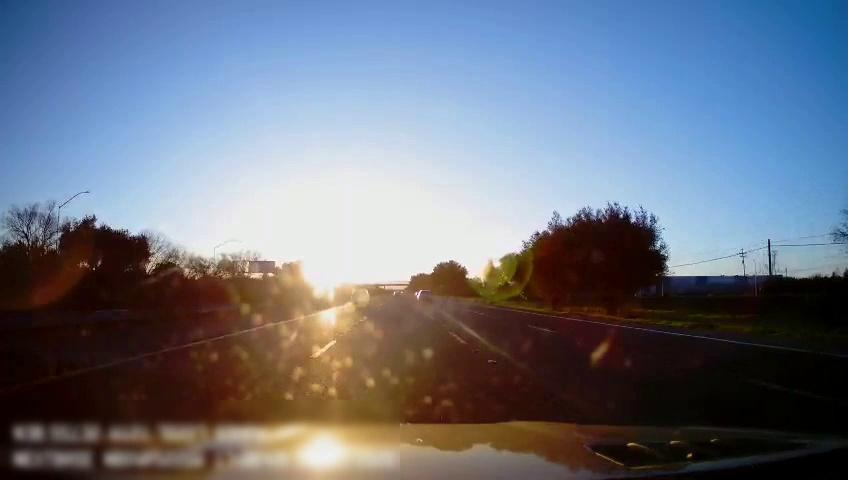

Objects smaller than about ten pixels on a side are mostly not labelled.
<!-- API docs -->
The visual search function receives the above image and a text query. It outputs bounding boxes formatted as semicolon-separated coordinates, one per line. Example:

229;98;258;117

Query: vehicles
416;289;433;303
350;288;371;307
